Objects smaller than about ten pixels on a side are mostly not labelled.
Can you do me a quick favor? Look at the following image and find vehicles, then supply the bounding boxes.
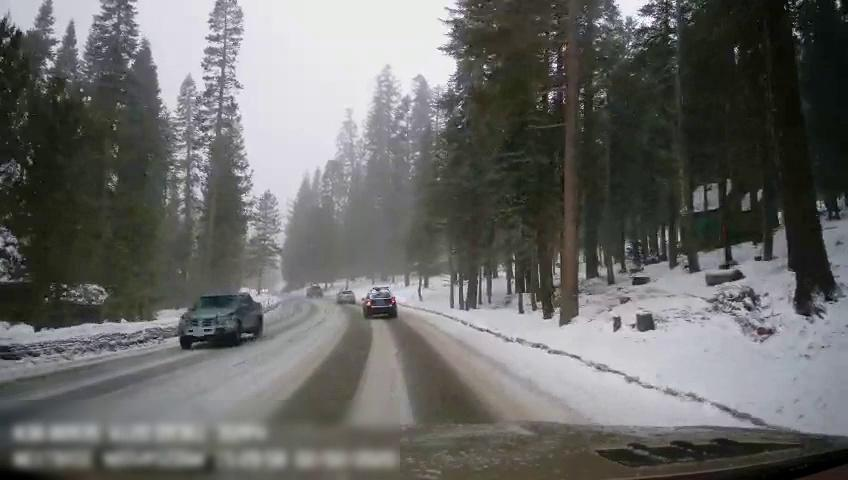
[335,290,356,305]
[306,285,323,298]
[361,286,397,319]
[177,292,264,350]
